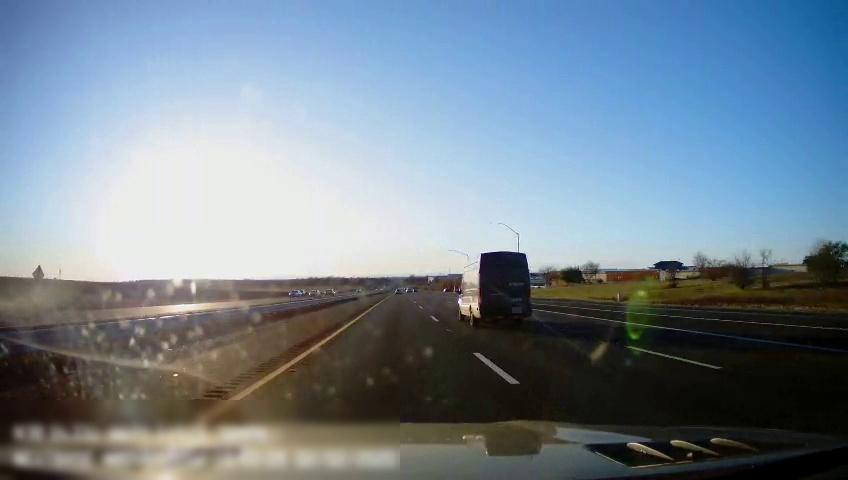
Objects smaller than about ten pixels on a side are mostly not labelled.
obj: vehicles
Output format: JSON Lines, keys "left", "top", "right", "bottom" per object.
{"left": 308, "top": 290, "right": 321, "bottom": 299}
{"left": 454, "top": 252, "right": 533, "bottom": 331}
{"left": 289, "top": 289, "right": 303, "bottom": 299}
{"left": 324, "top": 289, "right": 335, "bottom": 297}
